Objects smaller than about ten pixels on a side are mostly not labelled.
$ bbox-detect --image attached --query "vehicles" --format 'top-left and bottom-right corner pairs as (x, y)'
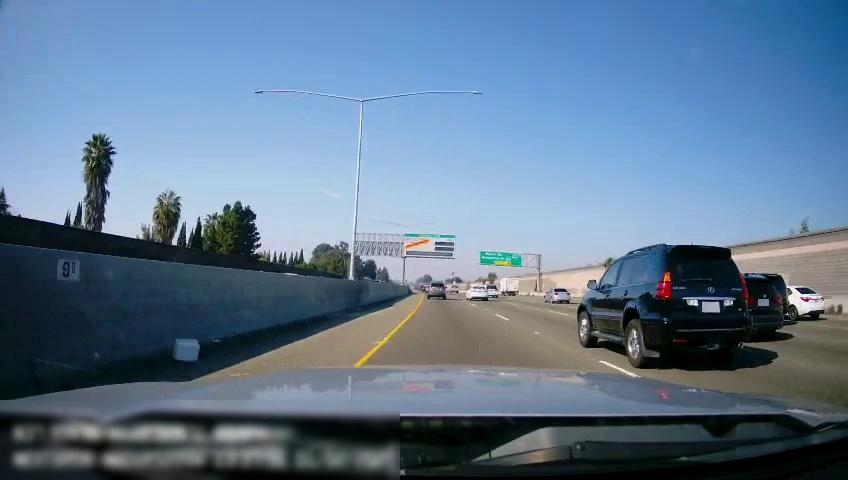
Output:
(498, 277), (519, 296)
(465, 284), (489, 302)
(427, 282), (448, 300)
(576, 243), (749, 369)
(370, 279), (384, 284)
(448, 285), (460, 294)
(484, 284), (499, 298)
(544, 287), (571, 304)
(743, 271), (791, 330)
(784, 285), (826, 323)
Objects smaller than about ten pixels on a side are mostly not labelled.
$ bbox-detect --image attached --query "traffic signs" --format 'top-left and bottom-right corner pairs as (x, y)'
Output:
(401, 232), (457, 260)
(479, 251), (524, 267)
